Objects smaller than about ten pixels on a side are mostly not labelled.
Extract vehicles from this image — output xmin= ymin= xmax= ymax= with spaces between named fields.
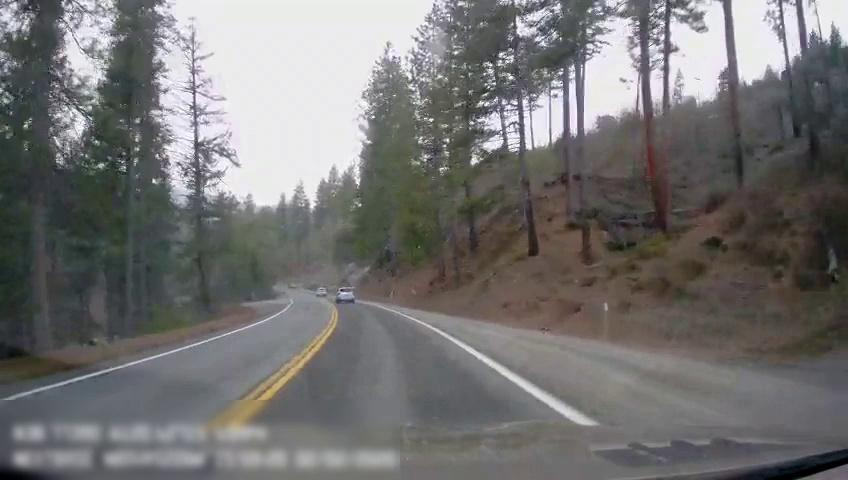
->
xmin=315 ymin=287 xmax=327 ymax=297
xmin=336 ymin=287 xmax=355 ymax=303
